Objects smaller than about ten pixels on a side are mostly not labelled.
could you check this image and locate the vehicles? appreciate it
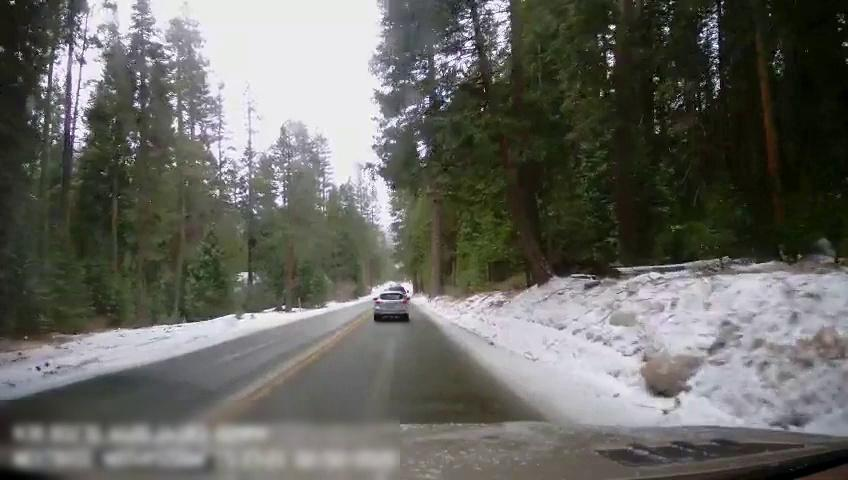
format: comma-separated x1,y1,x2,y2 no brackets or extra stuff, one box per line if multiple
372,290,411,322
386,284,410,299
